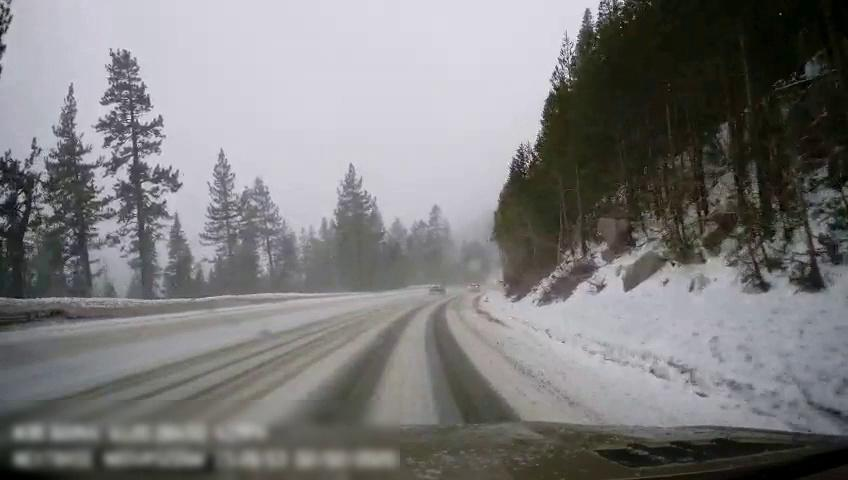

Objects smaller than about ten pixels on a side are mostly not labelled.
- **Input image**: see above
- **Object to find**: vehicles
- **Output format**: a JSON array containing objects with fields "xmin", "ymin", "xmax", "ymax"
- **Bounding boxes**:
[
  {"xmin": 469, "ymin": 282, "xmax": 481, "ymax": 292},
  {"xmin": 428, "ymin": 284, "xmax": 445, "ymax": 296}
]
